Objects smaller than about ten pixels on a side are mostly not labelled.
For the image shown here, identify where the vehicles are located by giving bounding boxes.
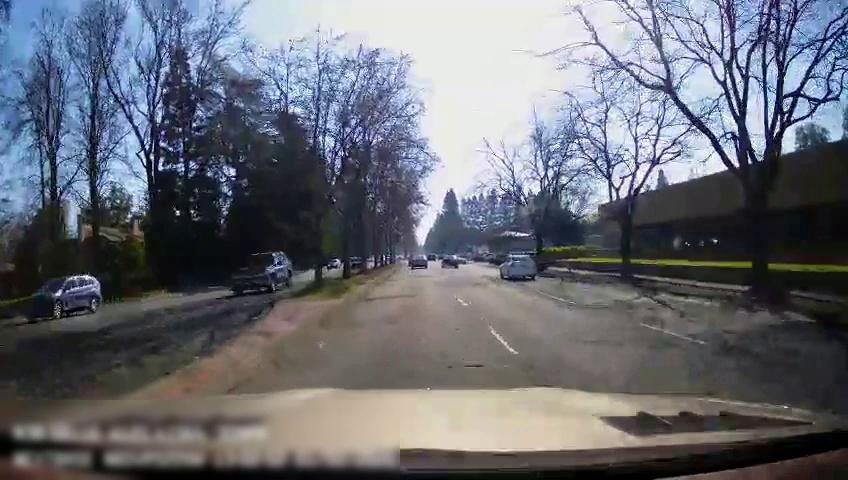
[498,254,539,282]
[457,254,466,265]
[350,256,362,269]
[327,258,341,270]
[427,252,436,262]
[408,254,428,270]
[229,251,294,297]
[26,275,103,321]
[441,254,459,269]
